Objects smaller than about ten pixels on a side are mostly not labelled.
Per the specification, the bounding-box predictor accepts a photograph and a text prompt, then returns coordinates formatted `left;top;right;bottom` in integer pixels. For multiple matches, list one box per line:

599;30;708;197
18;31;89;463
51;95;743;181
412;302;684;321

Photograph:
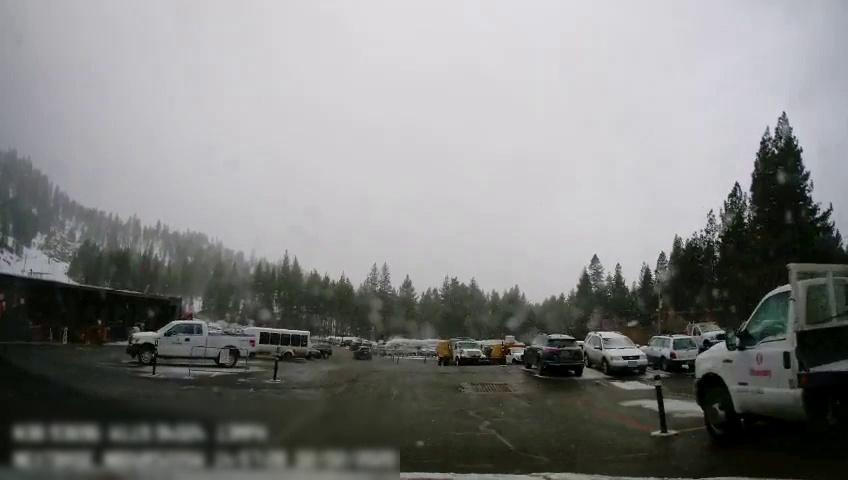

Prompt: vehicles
315;345;332;360
127;319;257;370
312;347;321;356
640;335;700;371
584;331;648;374
238;327;311;363
687;322;726;356
694;259;848;441
486;343;525;365
437;340;482;367
522;335;586;377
